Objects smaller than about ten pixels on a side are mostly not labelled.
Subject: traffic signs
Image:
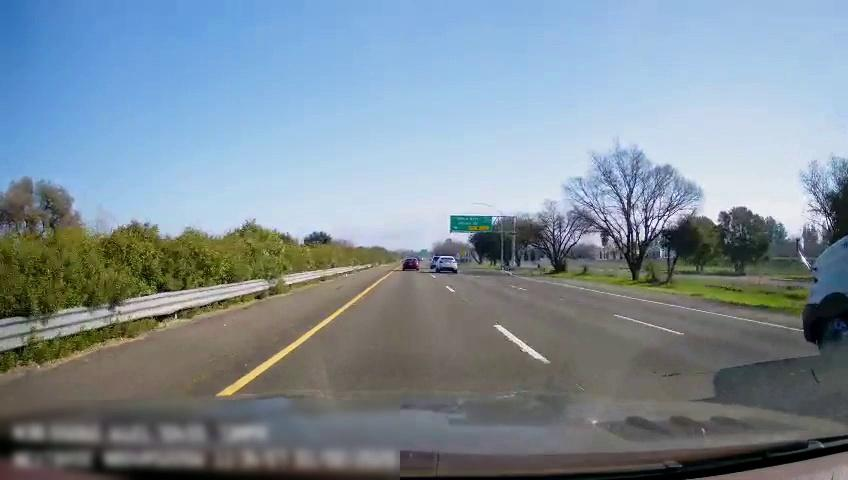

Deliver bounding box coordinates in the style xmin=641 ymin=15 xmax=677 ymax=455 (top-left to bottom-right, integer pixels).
xmin=449 ymin=214 xmax=493 ymax=233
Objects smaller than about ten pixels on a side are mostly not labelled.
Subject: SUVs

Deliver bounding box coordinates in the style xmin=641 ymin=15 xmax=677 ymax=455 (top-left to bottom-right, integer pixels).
xmin=435 ymin=256 xmax=458 ymax=273
xmin=429 ymin=256 xmax=438 ymax=269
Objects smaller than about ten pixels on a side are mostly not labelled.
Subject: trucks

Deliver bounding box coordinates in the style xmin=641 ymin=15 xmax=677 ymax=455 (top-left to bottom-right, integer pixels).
xmin=801 ymin=233 xmax=848 ymax=351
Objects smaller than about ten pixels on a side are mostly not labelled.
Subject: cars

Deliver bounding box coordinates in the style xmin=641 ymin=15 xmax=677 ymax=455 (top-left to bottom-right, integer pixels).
xmin=402 ymin=256 xmax=420 ymax=272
